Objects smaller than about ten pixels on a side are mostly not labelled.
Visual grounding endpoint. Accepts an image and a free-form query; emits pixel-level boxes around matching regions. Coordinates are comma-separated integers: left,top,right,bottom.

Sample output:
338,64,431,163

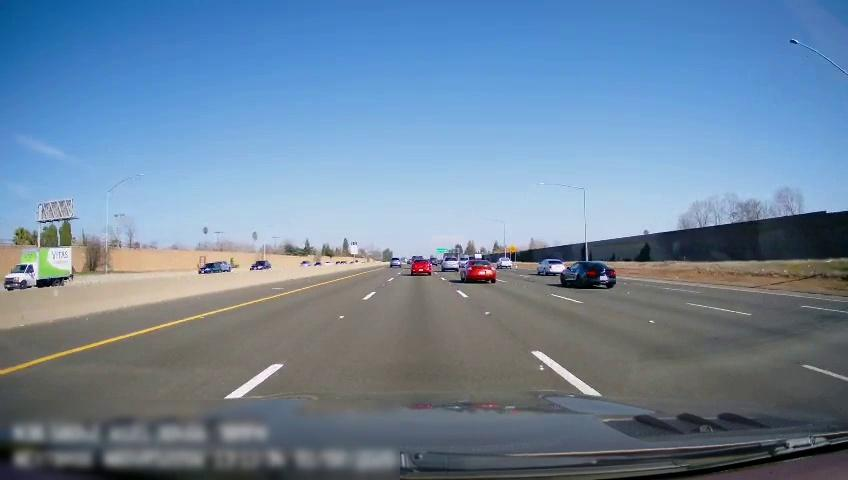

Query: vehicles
389,257,402,268
440,256,460,272
214,261,233,273
248,260,272,270
496,257,513,270
559,260,618,290
3,247,72,292
198,263,222,274
410,255,424,260
410,259,432,277
429,256,438,266
458,257,467,266
460,258,498,283
536,258,567,277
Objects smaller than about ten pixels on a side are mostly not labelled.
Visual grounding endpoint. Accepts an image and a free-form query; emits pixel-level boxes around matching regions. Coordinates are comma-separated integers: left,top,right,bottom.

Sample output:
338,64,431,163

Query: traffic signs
508,243,518,254
436,247,448,254
349,240,358,255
